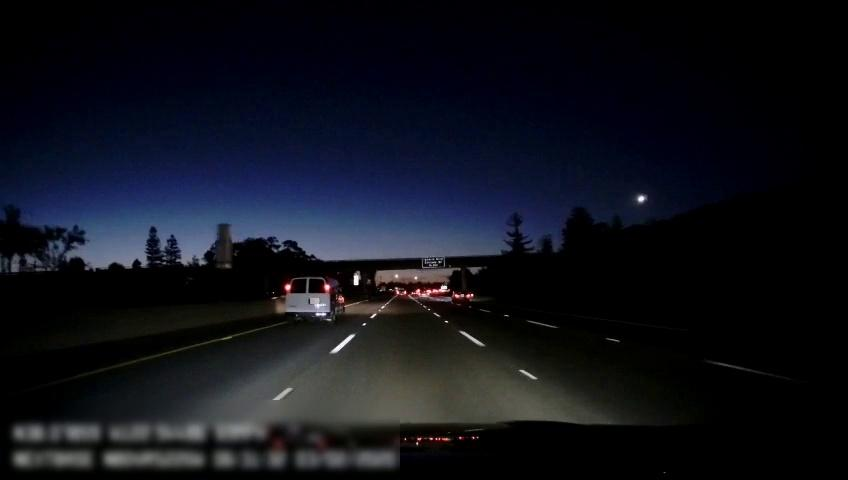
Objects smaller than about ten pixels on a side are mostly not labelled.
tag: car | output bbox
[450,289,472,304]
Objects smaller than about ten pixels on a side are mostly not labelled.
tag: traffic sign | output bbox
[421,255,445,269]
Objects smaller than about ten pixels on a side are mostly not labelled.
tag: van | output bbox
[284,277,345,323]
